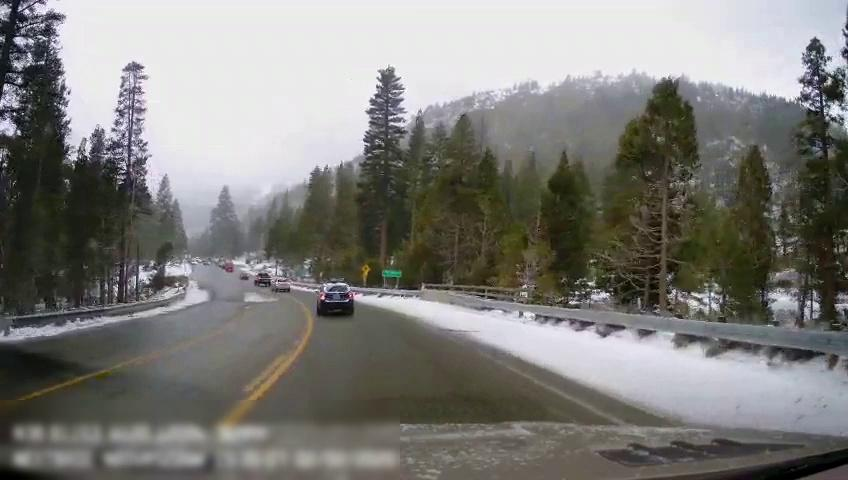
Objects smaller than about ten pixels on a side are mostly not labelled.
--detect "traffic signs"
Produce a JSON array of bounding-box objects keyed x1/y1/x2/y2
[
  {"x1": 361, "y1": 264, "x2": 372, "y2": 273},
  {"x1": 381, "y1": 268, "x2": 403, "y2": 279}
]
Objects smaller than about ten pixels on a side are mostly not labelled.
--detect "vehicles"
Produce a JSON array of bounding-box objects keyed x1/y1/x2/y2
[
  {"x1": 253, "y1": 272, "x2": 272, "y2": 287},
  {"x1": 270, "y1": 277, "x2": 290, "y2": 293},
  {"x1": 315, "y1": 278, "x2": 355, "y2": 317},
  {"x1": 239, "y1": 271, "x2": 250, "y2": 280}
]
